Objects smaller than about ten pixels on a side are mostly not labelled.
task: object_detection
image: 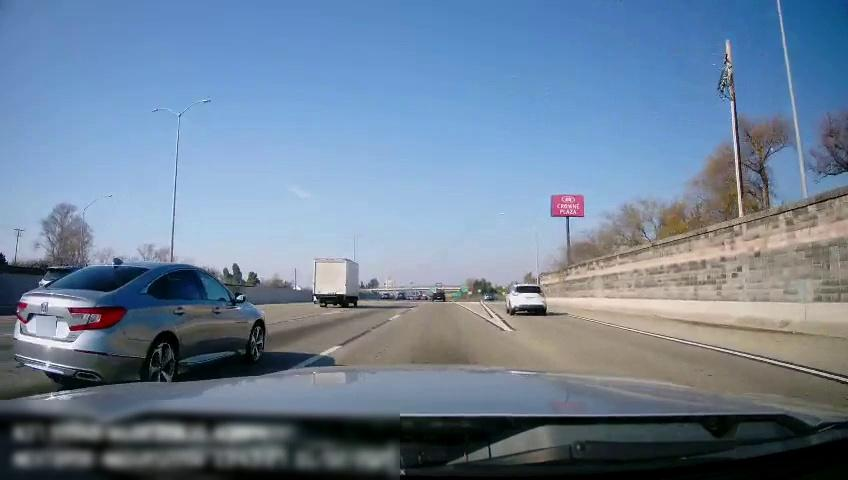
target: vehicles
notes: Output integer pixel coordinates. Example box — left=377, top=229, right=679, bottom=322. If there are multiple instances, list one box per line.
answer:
left=506, top=284, right=547, bottom=316
left=396, top=292, right=407, bottom=300
left=311, top=257, right=364, bottom=308
left=432, top=289, right=446, bottom=302
left=14, top=257, right=267, bottom=390
left=37, top=266, right=86, bottom=289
